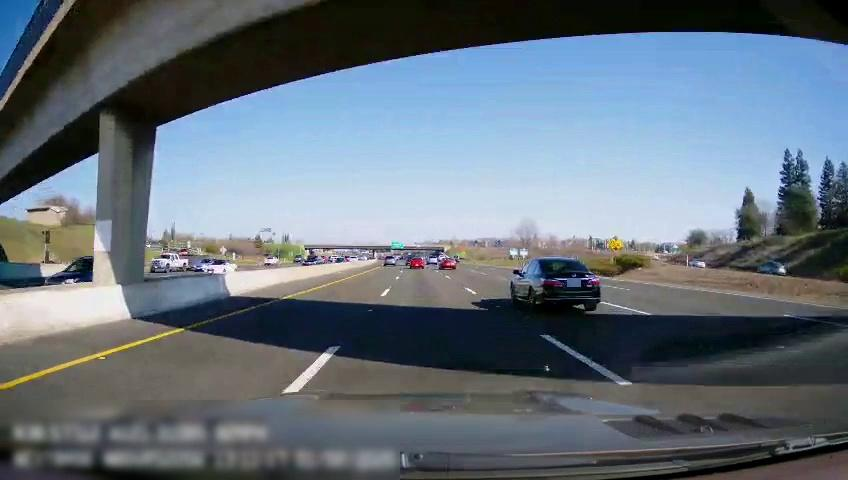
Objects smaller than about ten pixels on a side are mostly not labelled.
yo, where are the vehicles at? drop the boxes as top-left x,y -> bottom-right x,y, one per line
383,255 -> 397,267
149,253 -> 189,275
404,254 -> 413,267
689,258 -> 705,268
192,258 -> 214,273
508,257 -> 601,313
292,254 -> 305,263
425,255 -> 438,265
757,260 -> 786,276
301,254 -> 322,266
264,256 -> 280,266
438,256 -> 457,271
206,258 -> 238,275
333,257 -> 346,264
42,255 -> 93,287
408,257 -> 425,270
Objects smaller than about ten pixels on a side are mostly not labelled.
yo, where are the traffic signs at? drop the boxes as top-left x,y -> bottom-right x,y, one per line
389,242 -> 404,249
608,236 -> 623,254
